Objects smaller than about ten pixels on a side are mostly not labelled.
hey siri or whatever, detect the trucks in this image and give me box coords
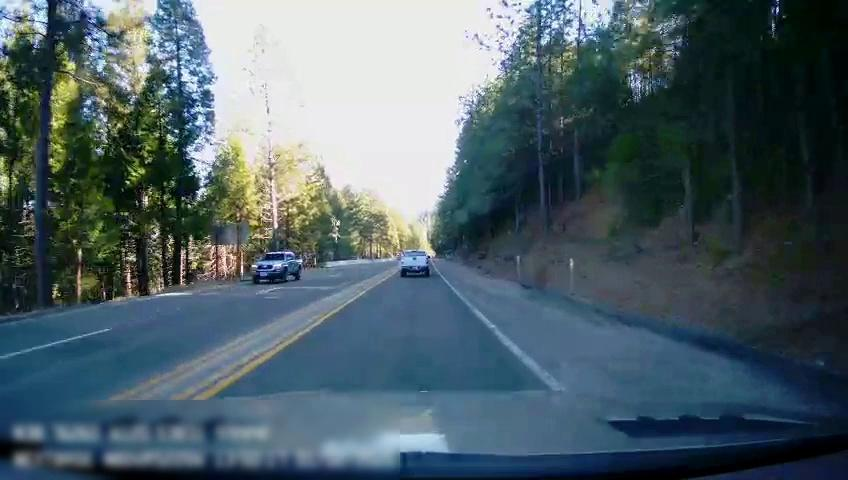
[399,248,432,278]
[250,250,304,285]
